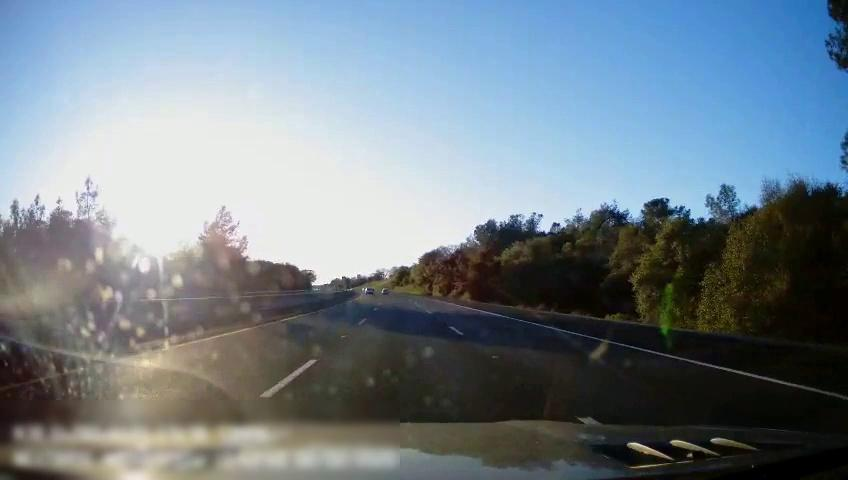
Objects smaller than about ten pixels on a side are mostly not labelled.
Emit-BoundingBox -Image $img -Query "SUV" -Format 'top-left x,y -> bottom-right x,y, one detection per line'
364,287 -> 377,297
